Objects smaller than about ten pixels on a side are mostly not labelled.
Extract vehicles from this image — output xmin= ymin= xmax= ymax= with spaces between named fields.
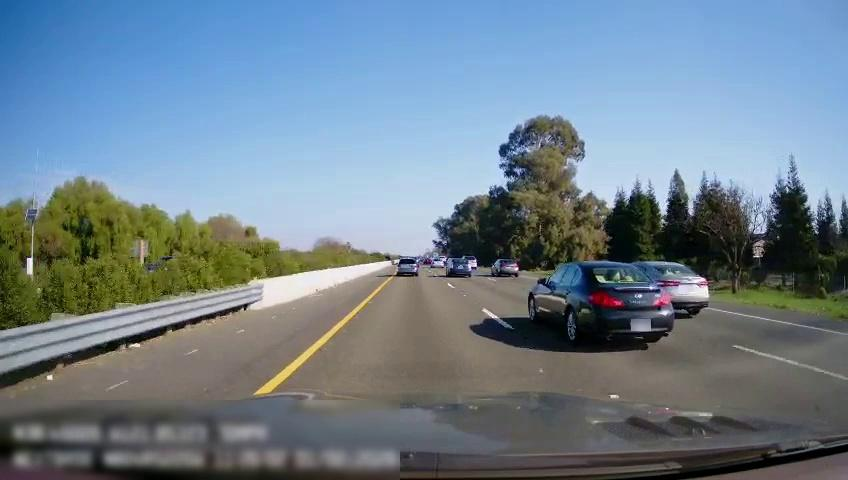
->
xmin=423 ymin=257 xmax=433 ymax=265
xmin=396 ymin=257 xmax=420 ymax=276
xmin=444 ymin=258 xmax=472 ymax=278
xmin=490 ymin=258 xmax=520 ymax=278
xmin=142 ymin=255 xmax=176 ymax=273
xmin=527 ymin=260 xmax=673 ymax=345
xmin=460 ymin=255 xmax=478 ymax=270
xmin=429 ymin=257 xmax=444 ymax=269
xmin=630 ymin=261 xmax=709 ymax=317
